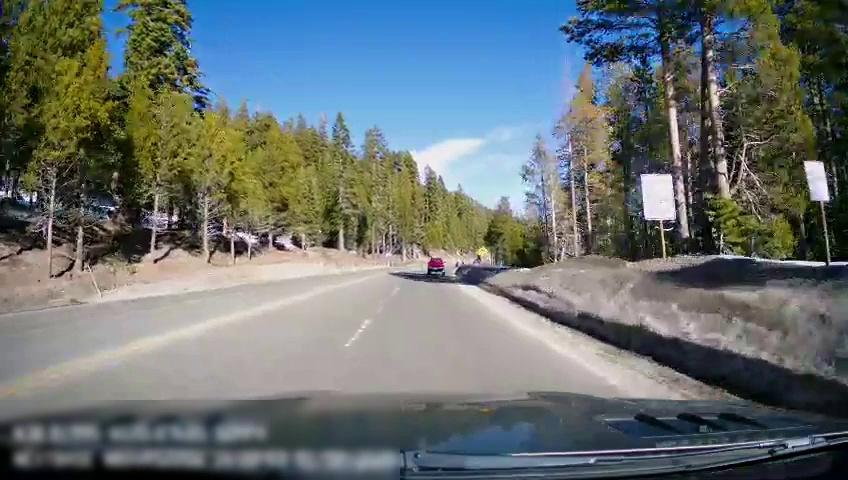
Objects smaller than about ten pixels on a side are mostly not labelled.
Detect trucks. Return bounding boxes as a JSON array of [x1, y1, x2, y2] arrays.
[[427, 256, 446, 276]]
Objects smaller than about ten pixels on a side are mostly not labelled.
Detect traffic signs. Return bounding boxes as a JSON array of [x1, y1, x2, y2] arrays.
[[640, 173, 677, 220], [803, 159, 831, 202], [478, 247, 489, 257]]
